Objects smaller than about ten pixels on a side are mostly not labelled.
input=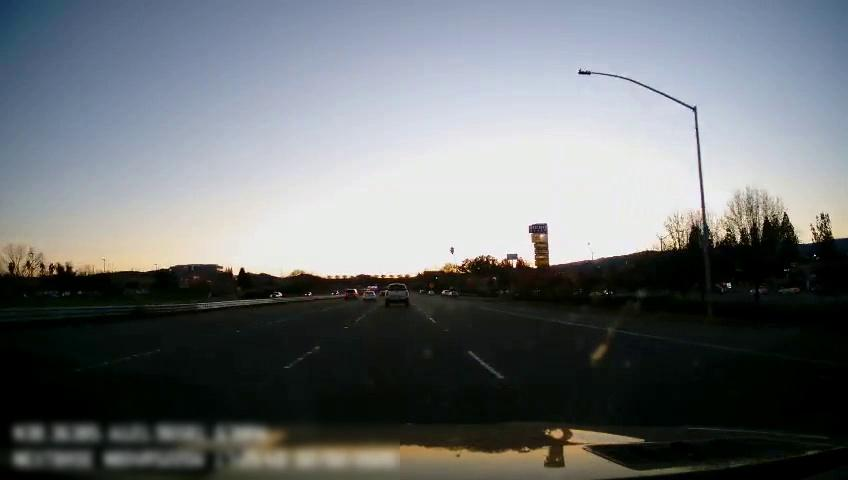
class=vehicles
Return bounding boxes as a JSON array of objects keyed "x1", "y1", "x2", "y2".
[
  {"x1": 363, "y1": 291, "x2": 377, "y2": 303},
  {"x1": 778, "y1": 285, "x2": 800, "y2": 296},
  {"x1": 343, "y1": 289, "x2": 359, "y2": 301},
  {"x1": 269, "y1": 291, "x2": 283, "y2": 298},
  {"x1": 383, "y1": 283, "x2": 411, "y2": 310},
  {"x1": 749, "y1": 285, "x2": 767, "y2": 296}
]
